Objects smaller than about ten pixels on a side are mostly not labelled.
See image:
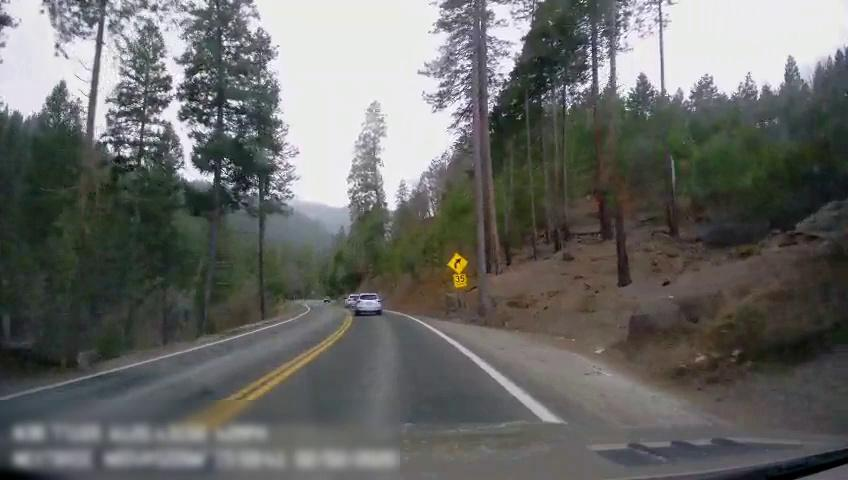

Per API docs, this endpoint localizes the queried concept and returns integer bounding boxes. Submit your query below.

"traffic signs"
[453,274,467,288]
[447,253,468,273]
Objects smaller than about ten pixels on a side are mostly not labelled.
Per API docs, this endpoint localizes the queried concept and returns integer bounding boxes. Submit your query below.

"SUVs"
[353,293,382,316]
[344,294,359,308]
